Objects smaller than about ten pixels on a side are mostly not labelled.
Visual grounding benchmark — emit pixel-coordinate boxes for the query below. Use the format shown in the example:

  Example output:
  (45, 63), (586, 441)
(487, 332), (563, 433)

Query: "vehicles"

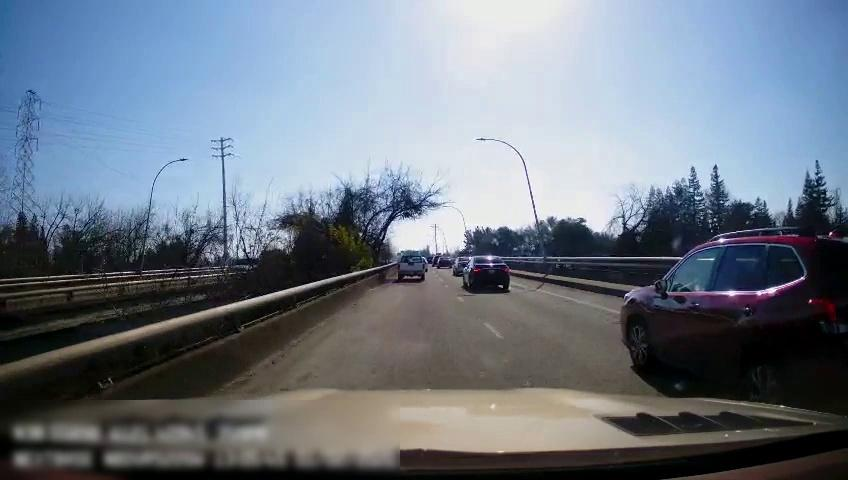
(398, 254), (426, 283)
(431, 254), (440, 267)
(422, 256), (429, 273)
(436, 254), (454, 270)
(619, 224), (848, 405)
(229, 257), (258, 278)
(451, 256), (471, 275)
(462, 255), (510, 291)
